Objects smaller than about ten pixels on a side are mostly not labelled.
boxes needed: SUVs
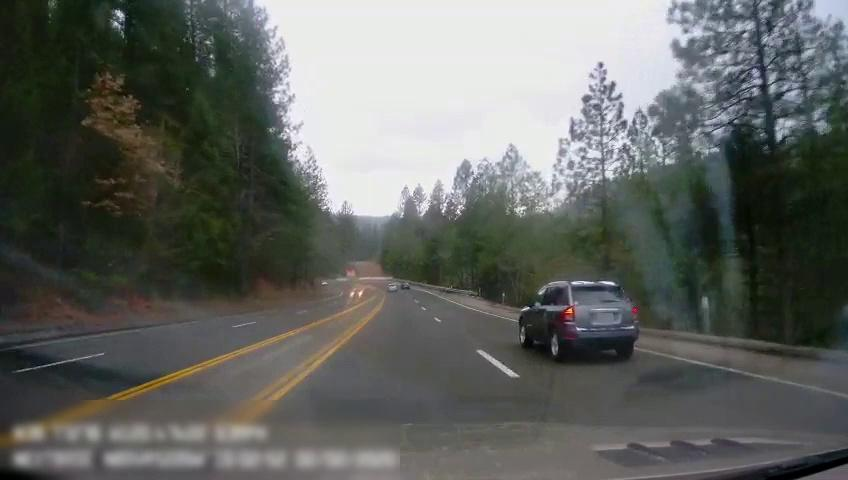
[518,281,641,364]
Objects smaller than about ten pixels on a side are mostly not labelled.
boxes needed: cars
[399,283,410,291]
[387,283,398,293]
